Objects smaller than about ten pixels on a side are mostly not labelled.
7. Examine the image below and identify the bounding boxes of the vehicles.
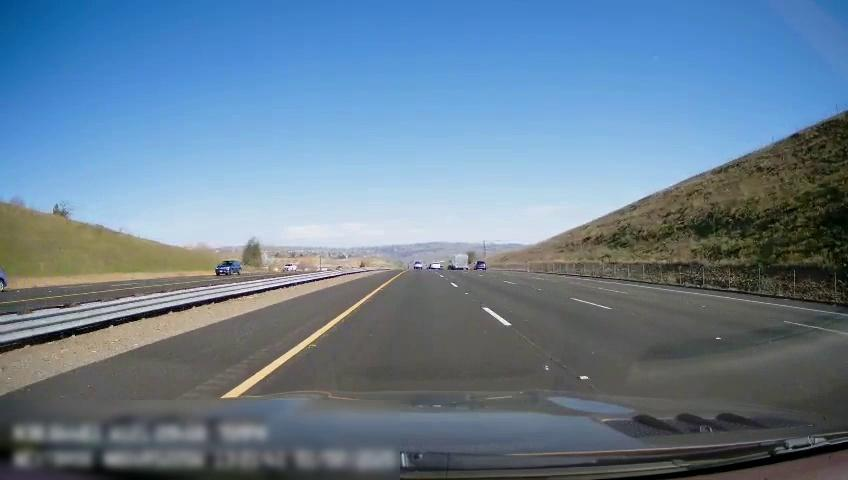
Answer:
[282,263,297,272]
[429,261,442,269]
[473,260,488,270]
[215,259,241,276]
[452,254,468,270]
[0,268,8,293]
